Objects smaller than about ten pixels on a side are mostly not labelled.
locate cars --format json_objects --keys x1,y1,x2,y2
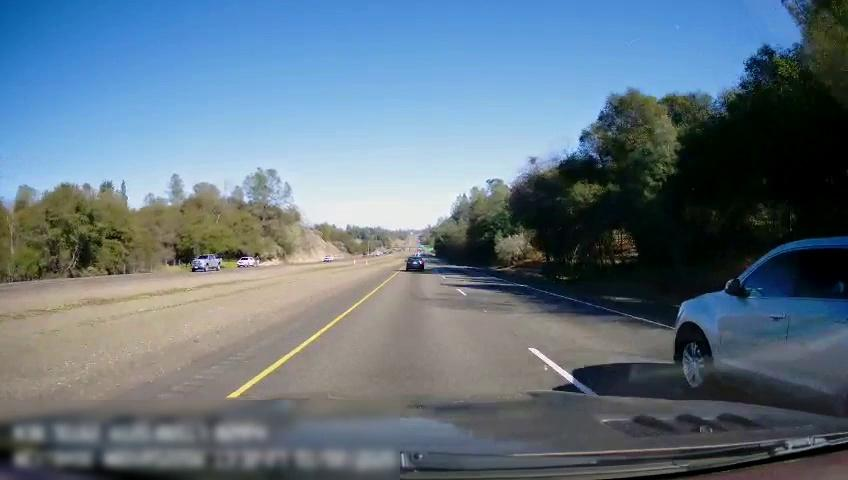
[{"x1": 405, "y1": 257, "x2": 424, "y2": 271}]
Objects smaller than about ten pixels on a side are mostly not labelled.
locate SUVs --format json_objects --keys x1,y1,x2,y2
[
  {"x1": 673, "y1": 234, "x2": 848, "y2": 416},
  {"x1": 236, "y1": 256, "x2": 256, "y2": 268}
]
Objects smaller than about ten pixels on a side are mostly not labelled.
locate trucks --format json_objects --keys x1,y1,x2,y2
[
  {"x1": 190, "y1": 254, "x2": 224, "y2": 272},
  {"x1": 322, "y1": 256, "x2": 334, "y2": 262}
]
